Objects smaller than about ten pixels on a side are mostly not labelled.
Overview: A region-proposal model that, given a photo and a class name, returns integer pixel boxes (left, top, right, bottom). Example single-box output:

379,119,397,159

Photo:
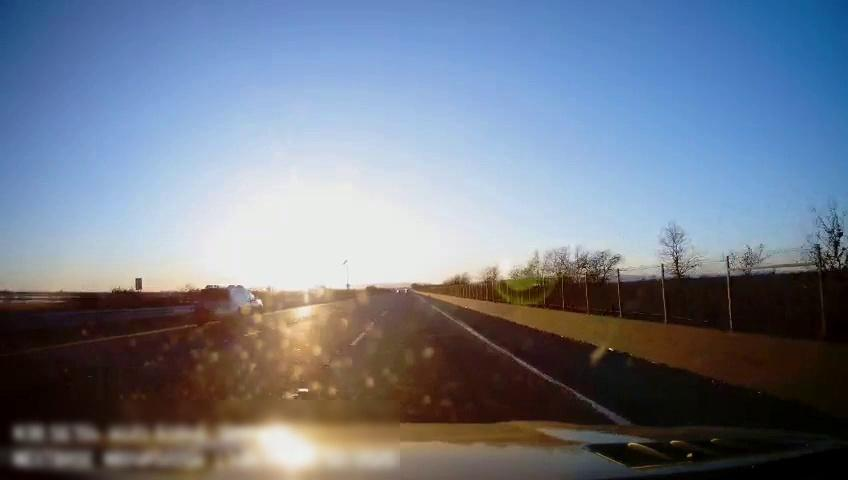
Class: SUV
193,284,263,327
